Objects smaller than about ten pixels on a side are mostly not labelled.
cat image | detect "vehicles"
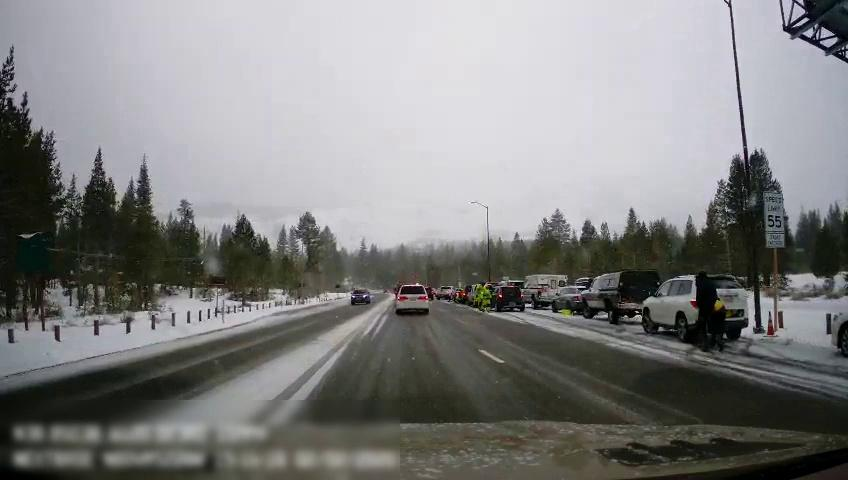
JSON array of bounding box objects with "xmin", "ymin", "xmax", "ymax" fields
[
  {"xmin": 466, "ymin": 285, "xmax": 495, "ymax": 308},
  {"xmin": 521, "ymin": 274, "xmax": 569, "ymax": 310},
  {"xmin": 640, "ymin": 273, "xmax": 750, "ymax": 342},
  {"xmin": 831, "ymin": 310, "xmax": 848, "ymax": 357},
  {"xmin": 551, "ymin": 276, "xmax": 593, "ymax": 314},
  {"xmin": 580, "ymin": 269, "xmax": 660, "ymax": 326},
  {"xmin": 500, "ymin": 280, "xmax": 525, "ymax": 287},
  {"xmin": 457, "ymin": 285, "xmax": 471, "ymax": 304},
  {"xmin": 490, "ymin": 285, "xmax": 525, "ymax": 313},
  {"xmin": 434, "ymin": 285, "xmax": 454, "ymax": 300},
  {"xmin": 394, "ymin": 284, "xmax": 430, "ymax": 315},
  {"xmin": 425, "ymin": 287, "xmax": 435, "ymax": 300},
  {"xmin": 350, "ymin": 287, "xmax": 371, "ymax": 305},
  {"xmin": 452, "ymin": 288, "xmax": 462, "ymax": 300}
]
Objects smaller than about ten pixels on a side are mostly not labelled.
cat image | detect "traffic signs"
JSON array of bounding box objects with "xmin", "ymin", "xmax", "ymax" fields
[{"xmin": 762, "ymin": 190, "xmax": 786, "ymax": 249}]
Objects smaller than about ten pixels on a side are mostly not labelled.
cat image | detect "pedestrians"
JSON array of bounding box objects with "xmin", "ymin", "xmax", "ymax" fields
[
  {"xmin": 479, "ymin": 286, "xmax": 492, "ymax": 314},
  {"xmin": 474, "ymin": 282, "xmax": 486, "ymax": 308},
  {"xmin": 695, "ymin": 269, "xmax": 726, "ymax": 353}
]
